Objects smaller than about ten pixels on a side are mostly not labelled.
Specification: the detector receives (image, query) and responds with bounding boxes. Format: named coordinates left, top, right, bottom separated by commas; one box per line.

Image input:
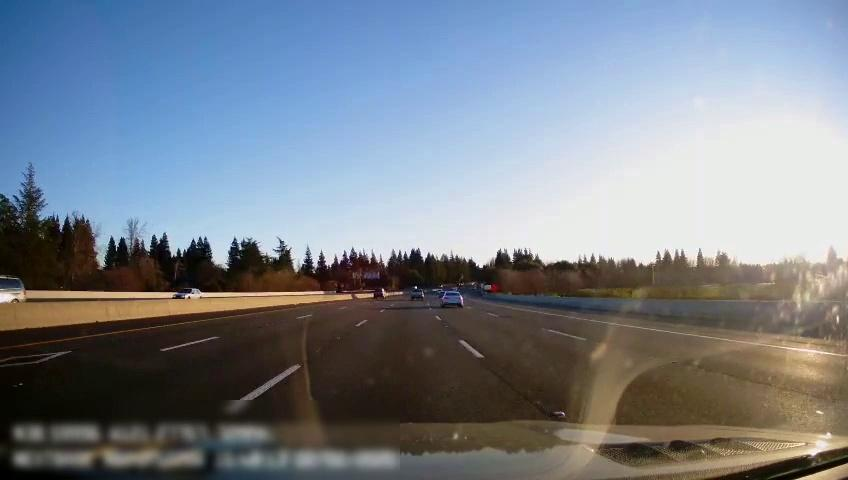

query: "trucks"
left=411, top=288, right=423, bottom=300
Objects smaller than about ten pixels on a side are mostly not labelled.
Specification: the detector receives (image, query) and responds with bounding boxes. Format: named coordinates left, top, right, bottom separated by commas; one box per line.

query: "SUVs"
left=373, top=288, right=386, bottom=300
left=0, top=276, right=26, bottom=304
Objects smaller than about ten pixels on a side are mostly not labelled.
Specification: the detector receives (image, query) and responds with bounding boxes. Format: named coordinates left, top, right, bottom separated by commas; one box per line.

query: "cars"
left=172, top=287, right=202, bottom=300
left=440, top=291, right=463, bottom=308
